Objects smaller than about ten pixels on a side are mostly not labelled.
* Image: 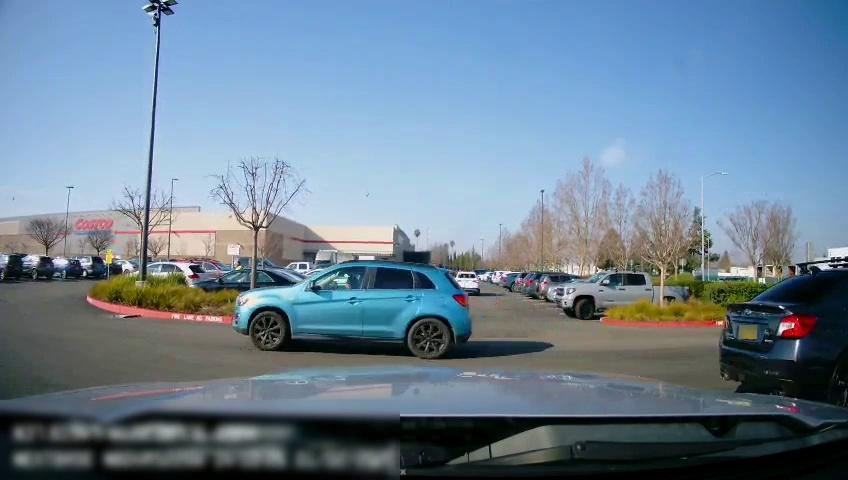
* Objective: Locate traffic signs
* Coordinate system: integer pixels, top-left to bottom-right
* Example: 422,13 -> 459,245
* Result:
103,250 -> 113,265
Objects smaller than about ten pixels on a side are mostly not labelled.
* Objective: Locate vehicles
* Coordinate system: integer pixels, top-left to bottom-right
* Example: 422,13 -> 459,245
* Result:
230,259 -> 473,359
489,270 -> 513,287
536,273 -> 590,302
544,284 -> 561,304
559,269 -> 691,320
79,253 -> 105,279
477,271 -> 497,283
116,259 -> 139,275
52,255 -> 84,281
519,271 -> 555,299
191,266 -> 306,293
0,252 -> 30,284
309,250 -> 356,271
500,271 -> 518,292
104,261 -> 123,279
454,271 -> 481,296
511,271 -> 529,295
284,261 -> 312,274
22,253 -> 57,282
717,256 -> 848,410
130,260 -> 220,287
